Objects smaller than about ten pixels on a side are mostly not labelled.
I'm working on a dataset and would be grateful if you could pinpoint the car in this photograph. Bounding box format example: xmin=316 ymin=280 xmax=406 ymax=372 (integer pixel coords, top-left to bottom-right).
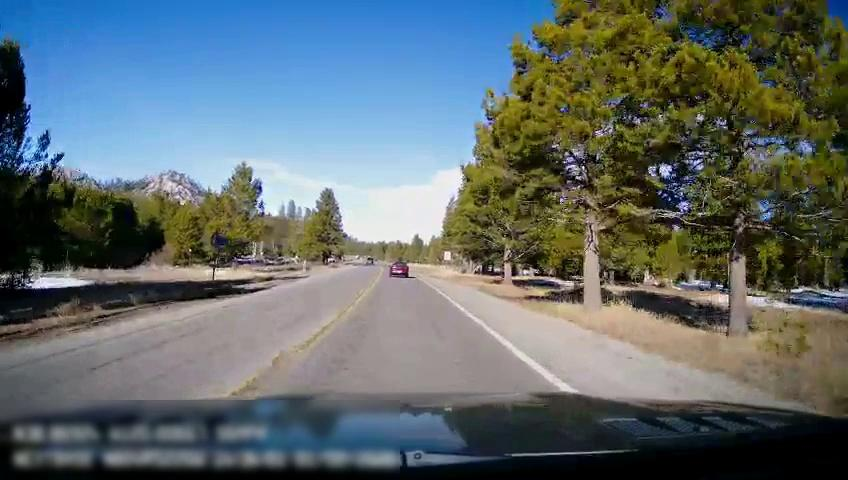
xmin=389 ymin=259 xmax=410 ymax=278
